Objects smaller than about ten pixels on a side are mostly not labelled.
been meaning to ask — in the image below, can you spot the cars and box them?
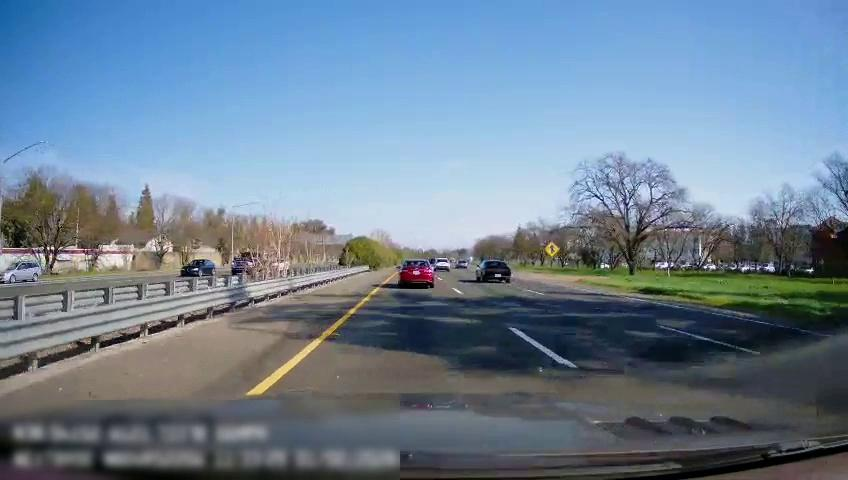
[0,260,41,285]
[433,257,451,273]
[180,259,217,278]
[395,259,436,289]
[473,259,511,284]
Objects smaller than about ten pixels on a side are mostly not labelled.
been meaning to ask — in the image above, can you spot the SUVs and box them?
[230,252,267,276]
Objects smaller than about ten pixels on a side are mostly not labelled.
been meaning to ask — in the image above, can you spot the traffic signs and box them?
[544,241,561,257]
